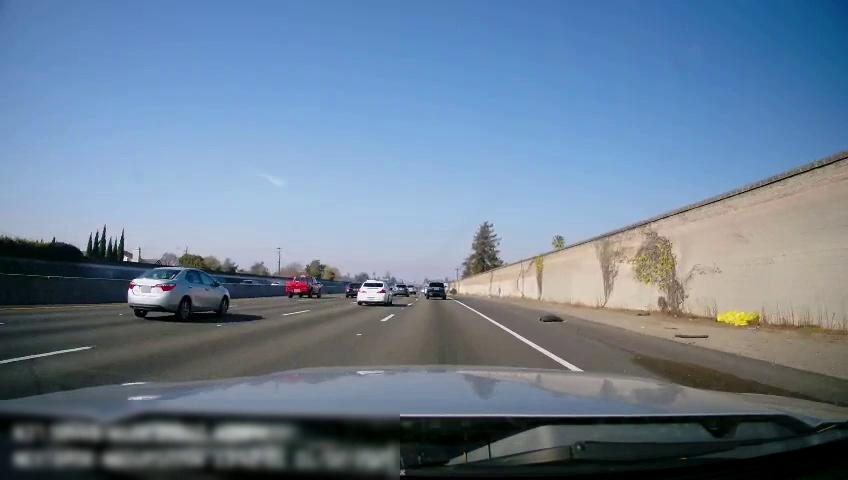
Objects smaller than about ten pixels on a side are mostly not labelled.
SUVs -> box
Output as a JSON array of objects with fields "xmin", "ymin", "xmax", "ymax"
[
  {"xmin": 391, "ymin": 283, "xmax": 409, "ymax": 298},
  {"xmin": 425, "ymin": 282, "xmax": 447, "ymax": 301}
]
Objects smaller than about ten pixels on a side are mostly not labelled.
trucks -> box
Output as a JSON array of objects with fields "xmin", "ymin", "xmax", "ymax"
[{"xmin": 286, "ymin": 273, "xmax": 322, "ymax": 299}]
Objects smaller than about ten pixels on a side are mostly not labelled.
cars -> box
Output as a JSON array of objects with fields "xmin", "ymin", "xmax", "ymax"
[
  {"xmin": 357, "ymin": 280, "xmax": 394, "ymax": 307},
  {"xmin": 345, "ymin": 281, "xmax": 368, "ymax": 299},
  {"xmin": 126, "ymin": 267, "xmax": 231, "ymax": 322}
]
